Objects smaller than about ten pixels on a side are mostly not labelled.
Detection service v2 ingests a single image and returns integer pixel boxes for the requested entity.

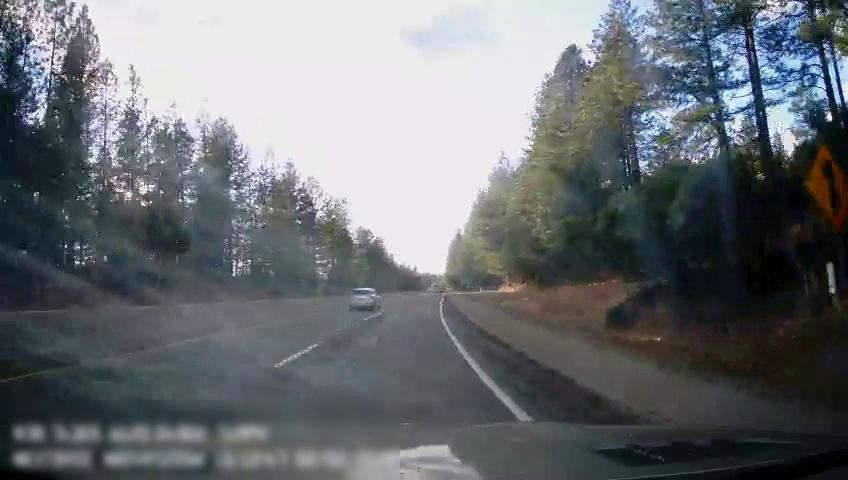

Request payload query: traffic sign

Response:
[803,145,848,234]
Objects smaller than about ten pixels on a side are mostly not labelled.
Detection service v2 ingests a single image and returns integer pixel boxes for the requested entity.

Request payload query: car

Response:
[349,287,382,314]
